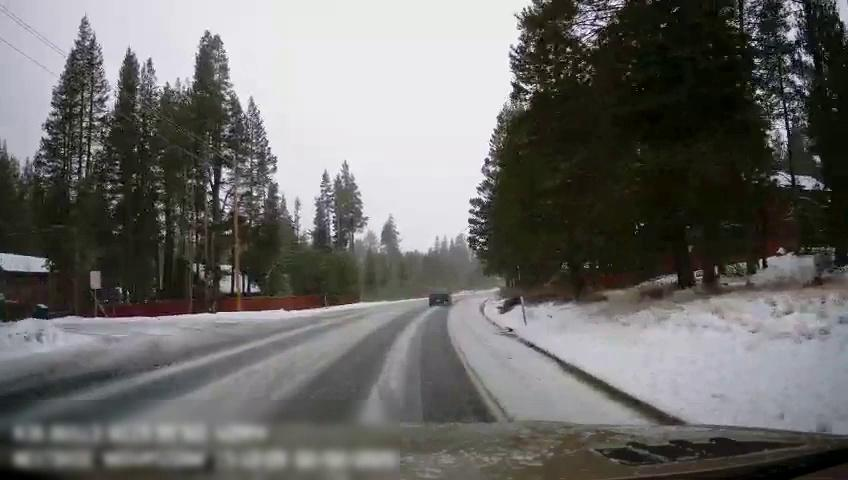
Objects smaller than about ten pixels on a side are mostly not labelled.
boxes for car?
[428,286,453,308]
